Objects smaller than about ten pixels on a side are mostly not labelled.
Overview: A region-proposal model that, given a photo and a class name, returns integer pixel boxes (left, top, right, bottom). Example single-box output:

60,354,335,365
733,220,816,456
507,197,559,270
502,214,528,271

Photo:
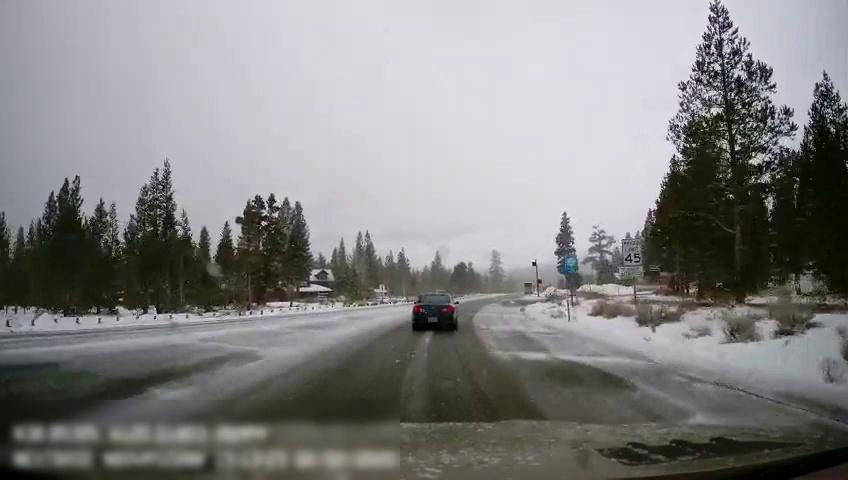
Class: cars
412,293,459,330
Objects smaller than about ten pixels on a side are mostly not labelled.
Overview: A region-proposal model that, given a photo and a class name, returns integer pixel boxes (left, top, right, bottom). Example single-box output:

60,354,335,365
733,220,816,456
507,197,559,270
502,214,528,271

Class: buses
523,282,533,295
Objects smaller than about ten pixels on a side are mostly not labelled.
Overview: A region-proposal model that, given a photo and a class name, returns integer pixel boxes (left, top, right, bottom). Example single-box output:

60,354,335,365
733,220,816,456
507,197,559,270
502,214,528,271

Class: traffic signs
625,266,642,276
564,256,578,273
621,239,642,265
